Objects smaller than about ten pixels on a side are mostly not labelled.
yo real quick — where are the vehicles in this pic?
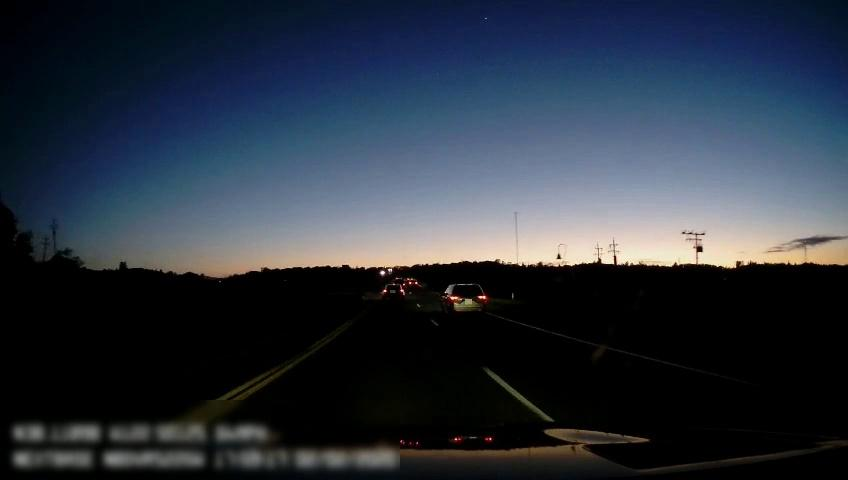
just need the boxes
[439,284,490,322]
[407,278,418,288]
[383,284,405,302]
